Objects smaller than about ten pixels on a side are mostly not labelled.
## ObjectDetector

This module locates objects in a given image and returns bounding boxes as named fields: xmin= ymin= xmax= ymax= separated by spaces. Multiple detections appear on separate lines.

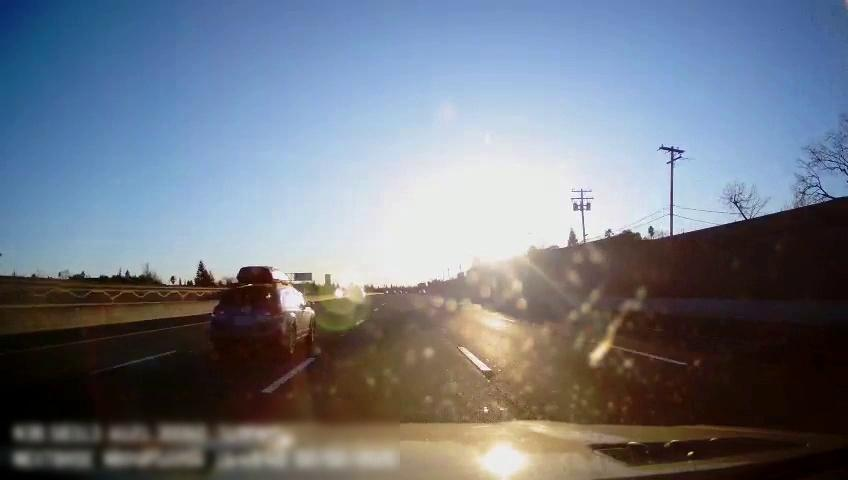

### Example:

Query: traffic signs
xmin=325 ymin=274 xmax=332 ymax=285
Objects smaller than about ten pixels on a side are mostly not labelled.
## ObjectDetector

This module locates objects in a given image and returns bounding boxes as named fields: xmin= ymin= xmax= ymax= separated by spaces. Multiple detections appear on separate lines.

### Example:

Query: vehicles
xmin=213 ymin=265 xmax=322 ymax=365
xmin=343 ymin=286 xmax=366 ymax=305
